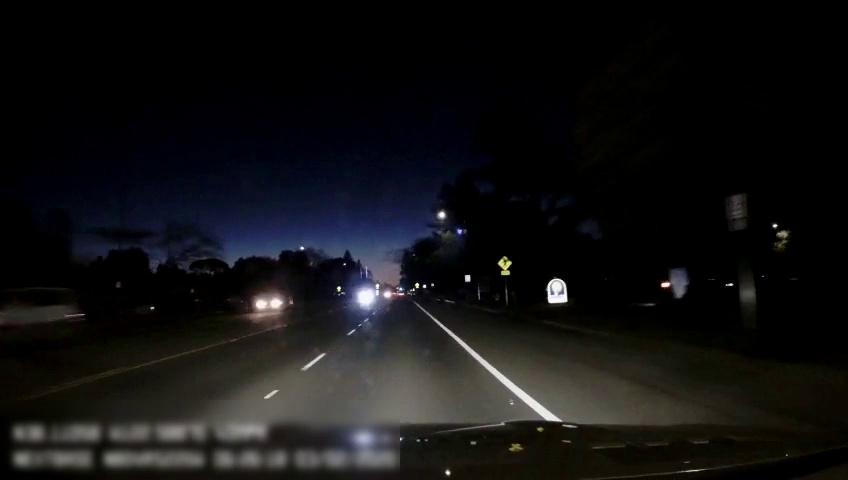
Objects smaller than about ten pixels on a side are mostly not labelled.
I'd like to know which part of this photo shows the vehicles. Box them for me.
[255,289,295,312]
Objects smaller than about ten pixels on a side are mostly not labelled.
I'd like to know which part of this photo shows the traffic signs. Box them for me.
[500,270,511,276]
[497,256,513,270]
